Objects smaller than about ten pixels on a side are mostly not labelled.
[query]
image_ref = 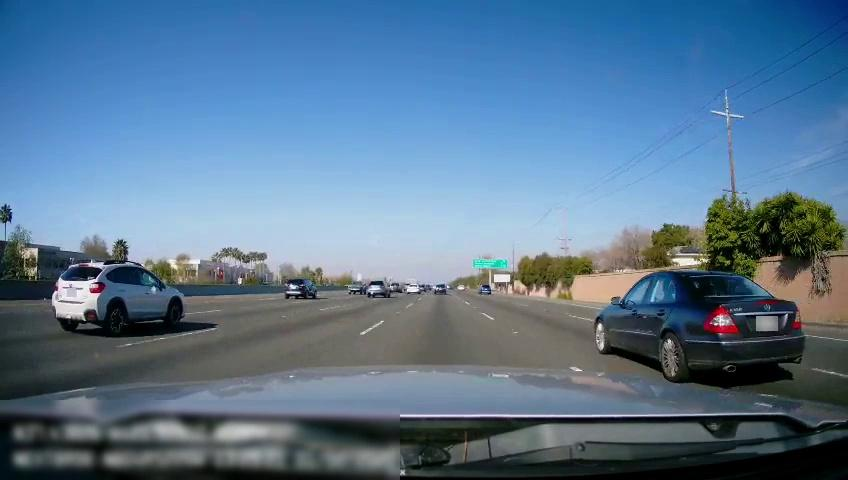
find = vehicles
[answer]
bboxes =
[366,281,391,299]
[389,283,403,294]
[51,258,187,338]
[406,283,421,295]
[479,284,492,295]
[591,269,810,383]
[348,281,367,296]
[434,284,447,296]
[284,279,317,300]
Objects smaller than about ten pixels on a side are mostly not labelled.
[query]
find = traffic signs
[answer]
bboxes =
[472,258,509,270]
[493,273,511,283]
